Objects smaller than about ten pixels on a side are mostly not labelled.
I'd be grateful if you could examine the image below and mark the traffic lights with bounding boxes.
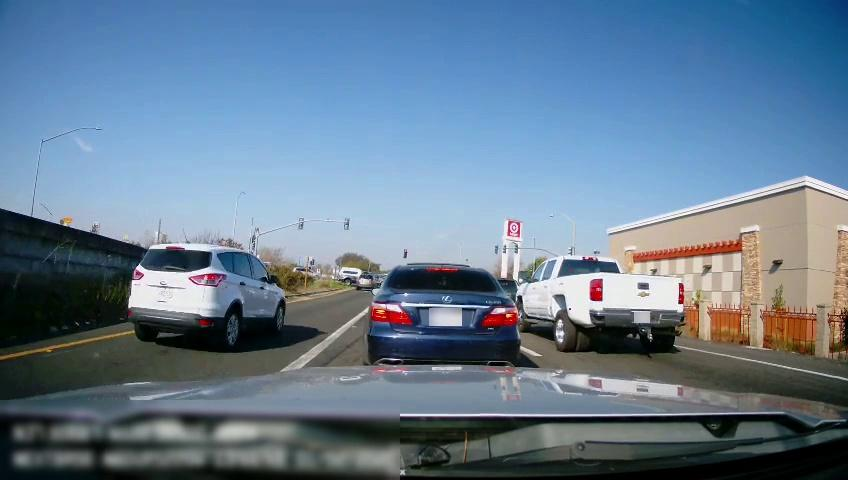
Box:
[502,243,507,255]
[297,217,305,230]
[567,247,573,261]
[343,217,350,231]
[403,248,408,260]
[494,244,499,255]
[513,242,519,256]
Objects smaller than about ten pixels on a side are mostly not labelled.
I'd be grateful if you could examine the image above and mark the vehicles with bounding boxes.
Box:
[291,267,307,274]
[338,266,366,284]
[361,262,522,367]
[355,274,377,291]
[126,242,289,350]
[491,278,520,305]
[513,255,687,352]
